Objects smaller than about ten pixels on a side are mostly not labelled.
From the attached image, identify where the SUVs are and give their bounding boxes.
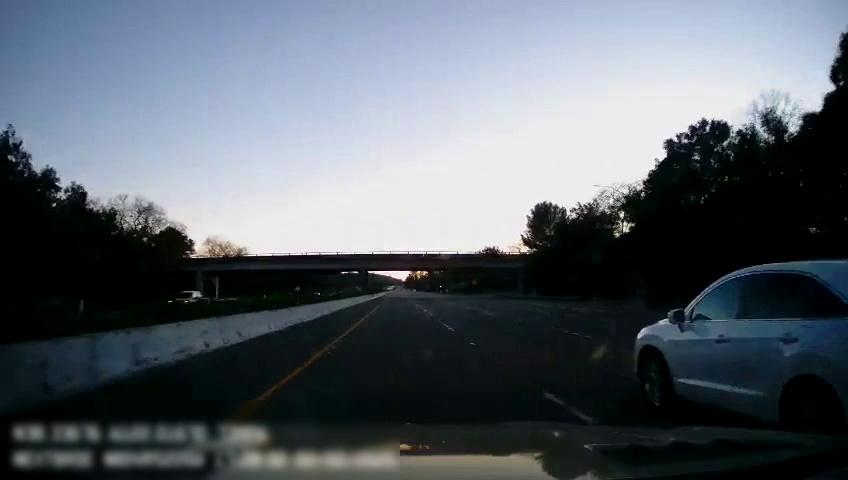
[631,260,848,444]
[168,291,202,308]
